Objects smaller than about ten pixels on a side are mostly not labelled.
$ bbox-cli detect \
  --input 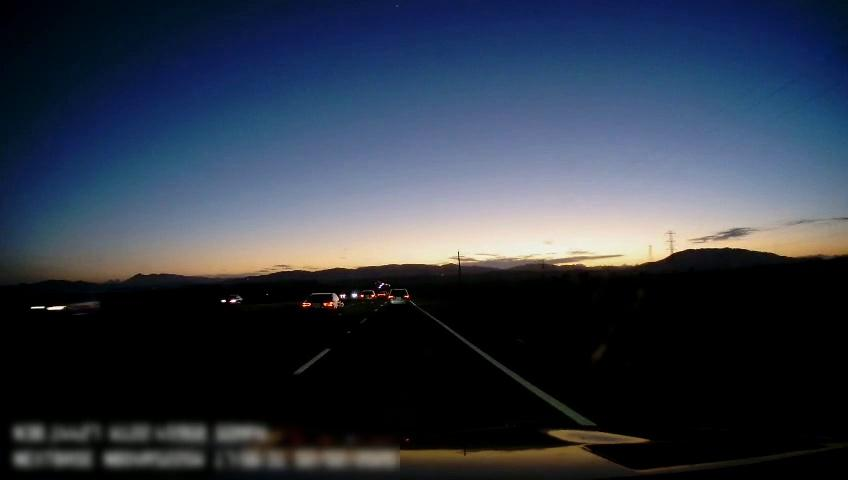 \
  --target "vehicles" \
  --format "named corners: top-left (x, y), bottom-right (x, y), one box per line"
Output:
top-left (358, 289), bottom-right (377, 304)
top-left (27, 292), bottom-right (102, 324)
top-left (375, 291), bottom-right (387, 300)
top-left (220, 294), bottom-right (244, 307)
top-left (387, 288), bottom-right (411, 311)
top-left (300, 292), bottom-right (345, 323)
